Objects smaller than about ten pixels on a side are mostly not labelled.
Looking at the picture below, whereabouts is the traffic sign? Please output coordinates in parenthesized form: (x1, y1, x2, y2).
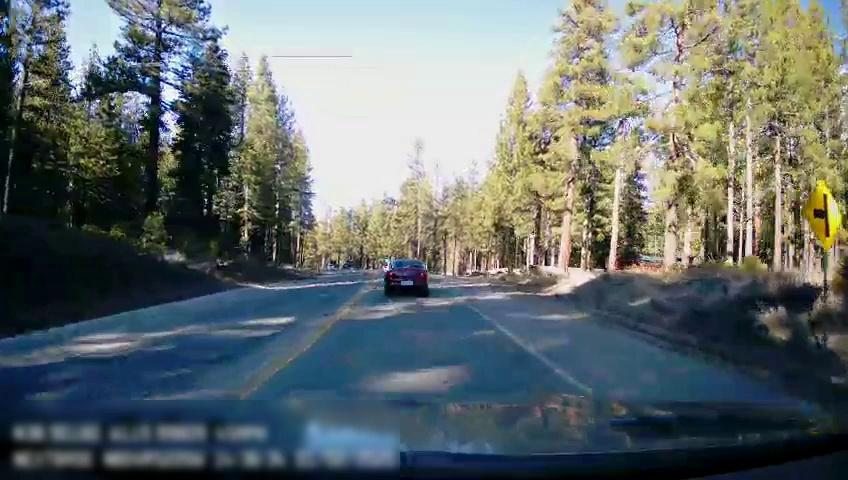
(803, 180, 848, 253)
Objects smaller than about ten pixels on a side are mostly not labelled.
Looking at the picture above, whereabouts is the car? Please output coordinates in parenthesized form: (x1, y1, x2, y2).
(384, 260, 428, 297)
